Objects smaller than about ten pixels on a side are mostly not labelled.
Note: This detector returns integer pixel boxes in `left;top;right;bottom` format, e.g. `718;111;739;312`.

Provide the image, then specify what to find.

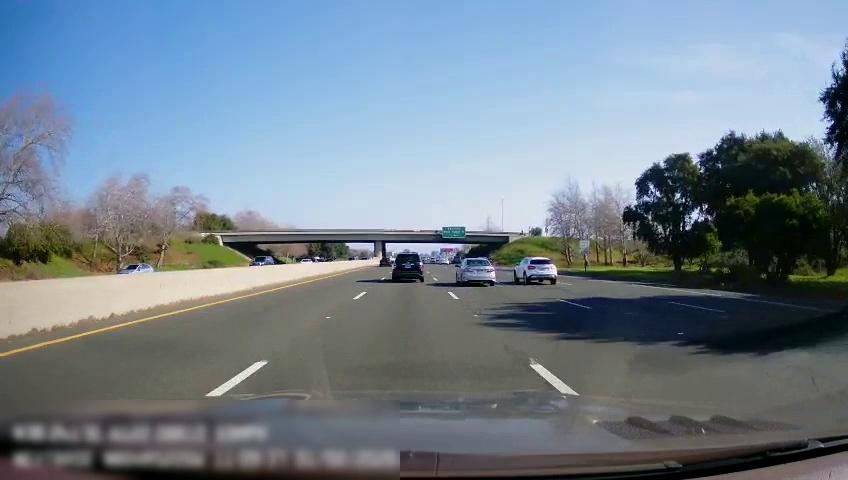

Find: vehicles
248;255;275;267
379;257;393;268
118;262;154;275
440;257;450;265
455;257;496;287
450;255;464;265
392;252;425;283
300;258;313;264
513;256;558;285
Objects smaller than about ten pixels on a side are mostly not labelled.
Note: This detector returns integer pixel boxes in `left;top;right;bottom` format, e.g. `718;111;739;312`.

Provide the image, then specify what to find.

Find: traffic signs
578;239;590;250
441;226;466;240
